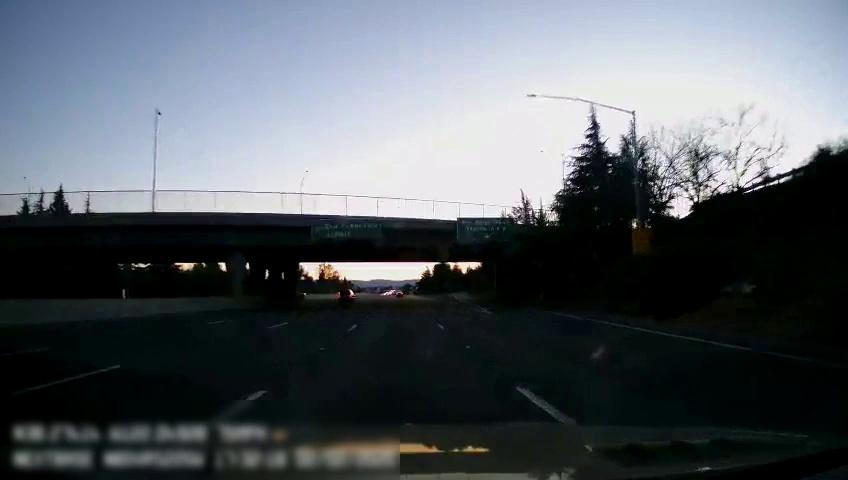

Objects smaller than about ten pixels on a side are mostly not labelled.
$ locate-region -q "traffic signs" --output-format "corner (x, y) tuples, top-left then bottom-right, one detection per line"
(457, 217), (514, 243)
(314, 216), (383, 240)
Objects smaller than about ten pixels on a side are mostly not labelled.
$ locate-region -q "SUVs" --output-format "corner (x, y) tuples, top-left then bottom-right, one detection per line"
(338, 289), (356, 304)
